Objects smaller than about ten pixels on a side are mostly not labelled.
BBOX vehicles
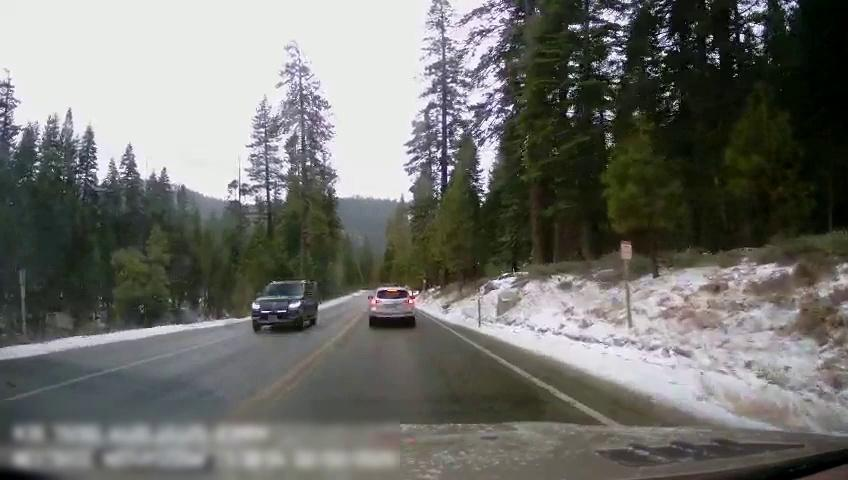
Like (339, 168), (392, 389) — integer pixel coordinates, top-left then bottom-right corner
(251, 281), (319, 332)
(367, 287), (415, 326)
(379, 283), (402, 288)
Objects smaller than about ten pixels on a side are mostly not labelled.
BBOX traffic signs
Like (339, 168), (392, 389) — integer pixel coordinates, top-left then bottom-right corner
(621, 244), (632, 259)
